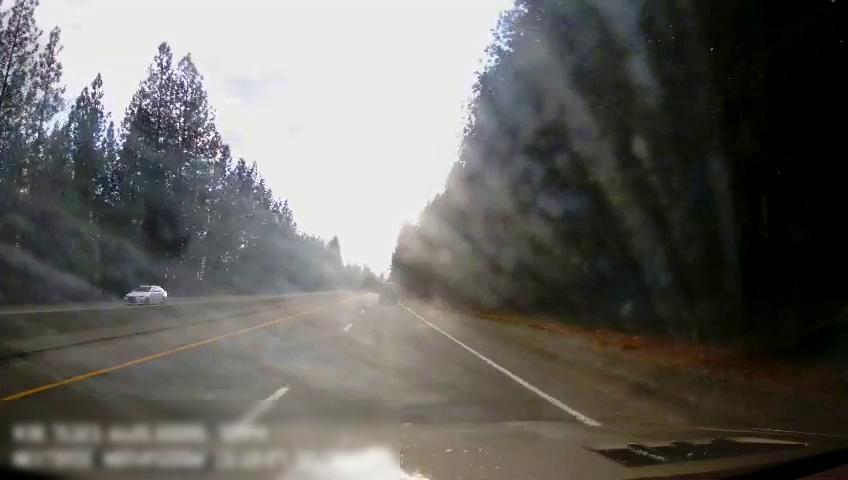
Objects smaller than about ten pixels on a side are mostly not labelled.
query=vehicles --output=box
[378,282,399,304]
[124,284,168,306]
